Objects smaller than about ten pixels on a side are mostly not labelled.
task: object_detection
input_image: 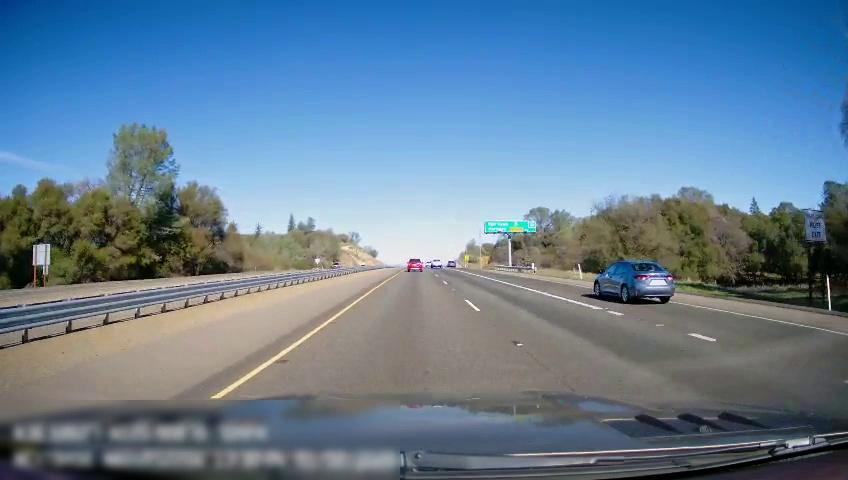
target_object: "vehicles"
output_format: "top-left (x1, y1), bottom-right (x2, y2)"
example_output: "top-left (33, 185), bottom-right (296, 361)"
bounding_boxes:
top-left (431, 260), bottom-right (442, 269)
top-left (593, 259), bottom-right (674, 304)
top-left (407, 258), bottom-right (424, 272)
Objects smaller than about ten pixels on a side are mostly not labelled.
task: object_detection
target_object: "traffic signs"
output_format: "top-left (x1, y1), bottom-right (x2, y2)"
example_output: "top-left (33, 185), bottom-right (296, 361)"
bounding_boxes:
top-left (485, 220), bottom-right (536, 233)
top-left (806, 210), bottom-right (827, 242)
